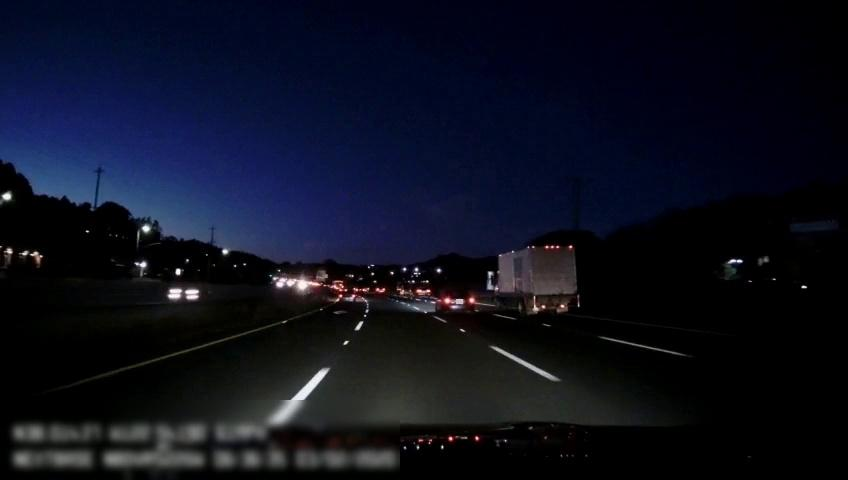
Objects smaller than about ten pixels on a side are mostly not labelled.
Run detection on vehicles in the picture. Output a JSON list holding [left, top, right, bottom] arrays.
[[373, 285, 387, 297], [492, 245, 579, 318], [436, 289, 476, 316], [164, 280, 213, 304], [396, 287, 413, 300], [415, 286, 433, 300], [338, 290, 356, 304]]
